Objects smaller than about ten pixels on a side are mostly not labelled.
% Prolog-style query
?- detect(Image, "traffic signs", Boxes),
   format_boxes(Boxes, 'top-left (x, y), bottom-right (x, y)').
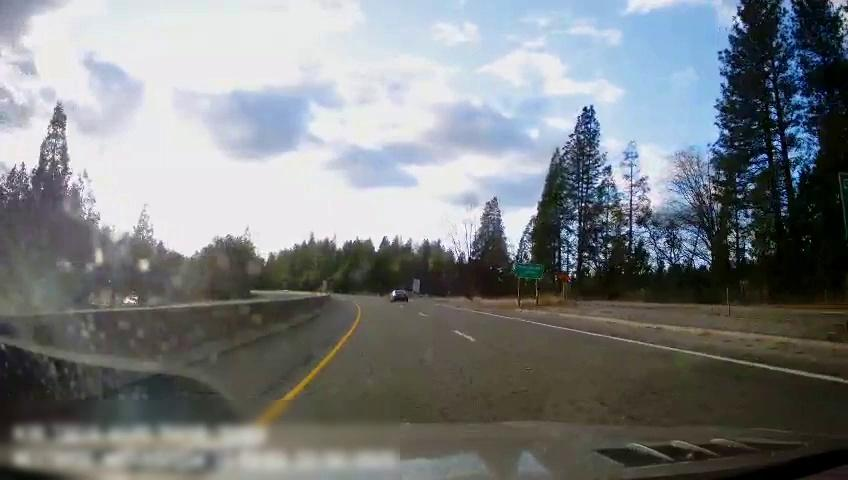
top-left (412, 278), bottom-right (421, 293)
top-left (559, 271), bottom-right (570, 283)
top-left (837, 171), bottom-right (848, 236)
top-left (515, 263), bottom-right (545, 279)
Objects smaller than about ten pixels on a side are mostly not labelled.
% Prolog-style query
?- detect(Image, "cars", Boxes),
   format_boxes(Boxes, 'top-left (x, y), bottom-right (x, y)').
top-left (390, 289), bottom-right (409, 303)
